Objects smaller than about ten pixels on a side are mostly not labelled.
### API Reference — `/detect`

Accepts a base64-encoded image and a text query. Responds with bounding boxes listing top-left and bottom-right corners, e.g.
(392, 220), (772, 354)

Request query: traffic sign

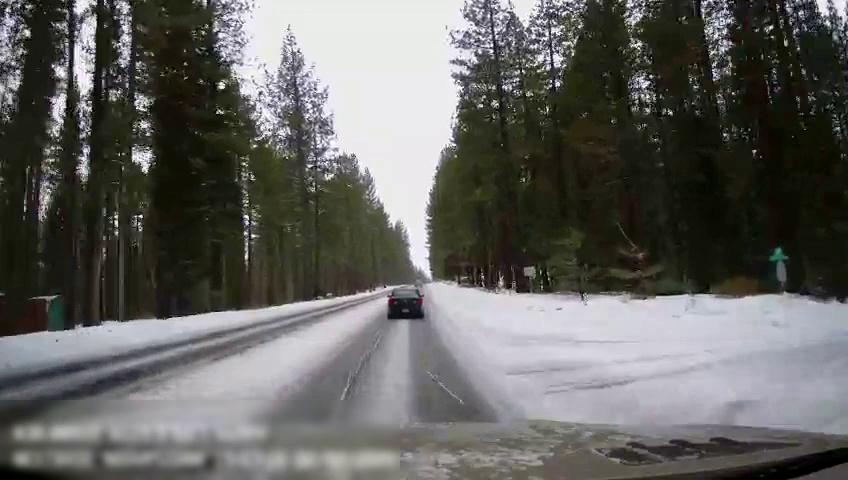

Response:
(523, 265), (537, 278)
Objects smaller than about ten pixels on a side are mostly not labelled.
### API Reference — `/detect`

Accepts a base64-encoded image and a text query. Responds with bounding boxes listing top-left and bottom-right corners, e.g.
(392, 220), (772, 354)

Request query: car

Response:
(386, 287), (425, 318)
